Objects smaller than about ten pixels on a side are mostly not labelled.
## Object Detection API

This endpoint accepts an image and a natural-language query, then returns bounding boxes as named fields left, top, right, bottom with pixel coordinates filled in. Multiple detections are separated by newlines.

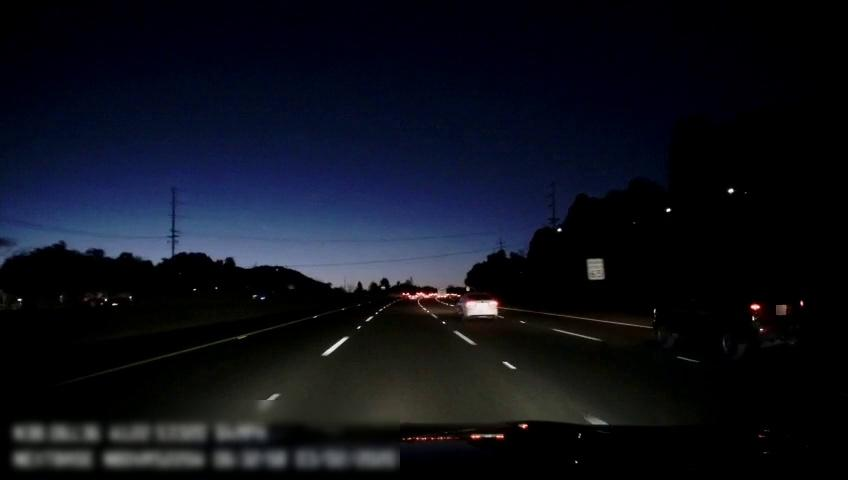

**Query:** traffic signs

left=586, top=258, right=605, bottom=280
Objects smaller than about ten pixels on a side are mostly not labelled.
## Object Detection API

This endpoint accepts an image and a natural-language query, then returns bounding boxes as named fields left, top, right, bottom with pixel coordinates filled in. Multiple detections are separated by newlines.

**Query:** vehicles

left=98, top=296, right=133, bottom=307
left=652, top=271, right=806, bottom=366
left=455, top=292, right=499, bottom=321
left=437, top=285, right=447, bottom=300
